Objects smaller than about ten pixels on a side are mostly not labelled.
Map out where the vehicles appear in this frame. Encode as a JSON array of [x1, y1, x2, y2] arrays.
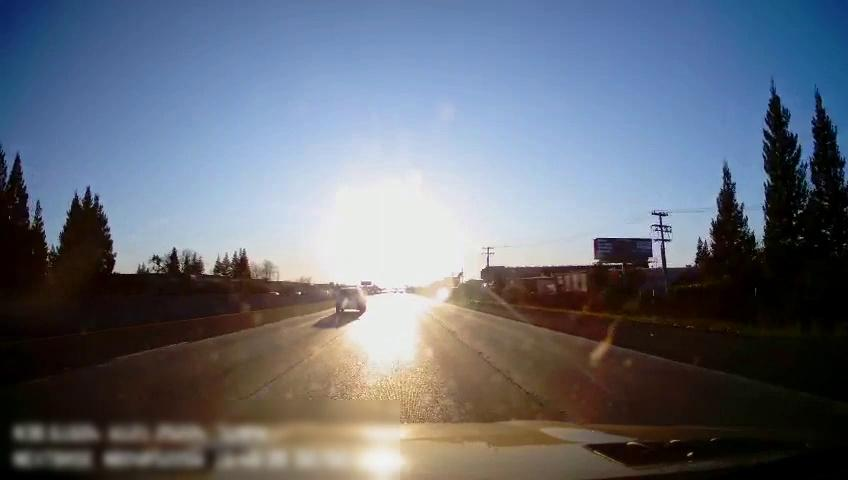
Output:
[[265, 292, 280, 298], [335, 287, 367, 314]]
